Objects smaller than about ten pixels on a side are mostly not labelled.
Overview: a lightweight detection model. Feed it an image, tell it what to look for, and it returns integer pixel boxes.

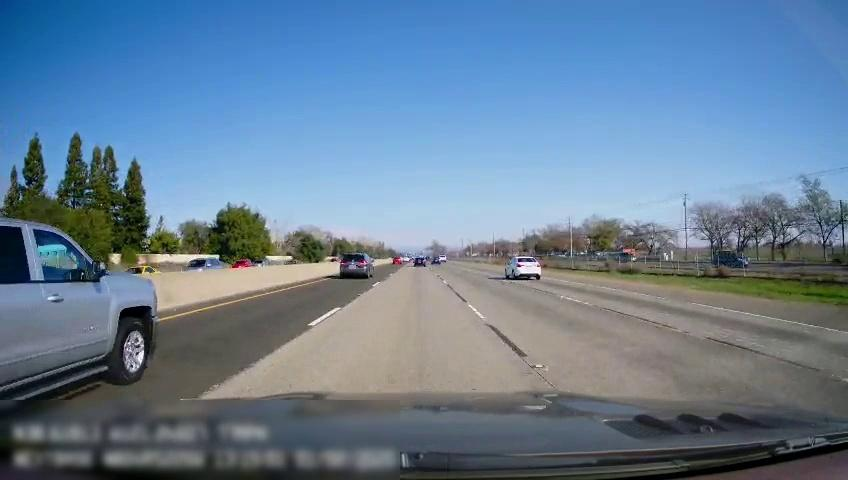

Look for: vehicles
[0,216,161,411]
[711,251,750,269]
[339,251,376,280]
[504,256,542,280]
[124,265,161,275]
[413,256,426,268]
[231,258,256,269]
[613,252,638,263]
[182,256,222,273]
